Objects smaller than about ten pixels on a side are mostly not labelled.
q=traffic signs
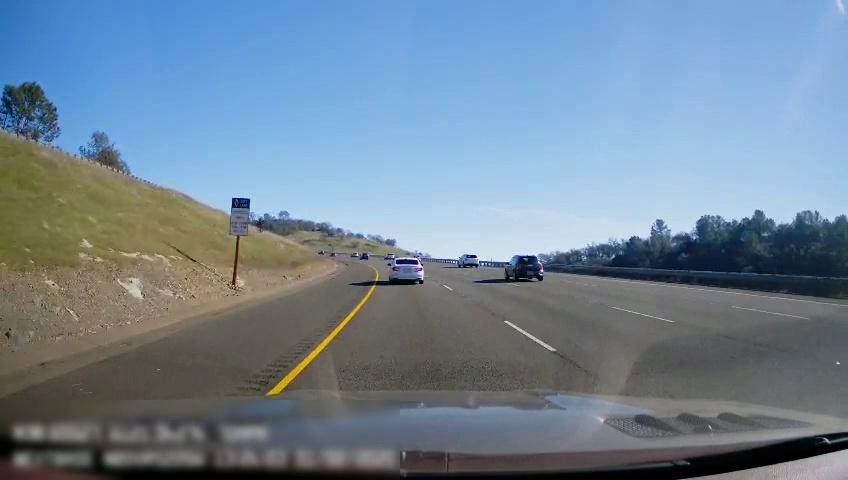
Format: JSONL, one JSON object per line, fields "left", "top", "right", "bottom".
{"left": 230, "top": 196, "right": 250, "bottom": 236}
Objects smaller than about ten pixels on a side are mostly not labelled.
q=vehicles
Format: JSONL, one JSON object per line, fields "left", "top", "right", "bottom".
{"left": 388, "top": 257, "right": 424, "bottom": 285}
{"left": 458, "top": 254, "right": 479, "bottom": 268}
{"left": 505, "top": 255, "right": 543, "bottom": 282}
{"left": 407, "top": 255, "right": 421, "bottom": 262}
{"left": 359, "top": 252, "right": 370, "bottom": 260}
{"left": 383, "top": 254, "right": 395, "bottom": 262}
